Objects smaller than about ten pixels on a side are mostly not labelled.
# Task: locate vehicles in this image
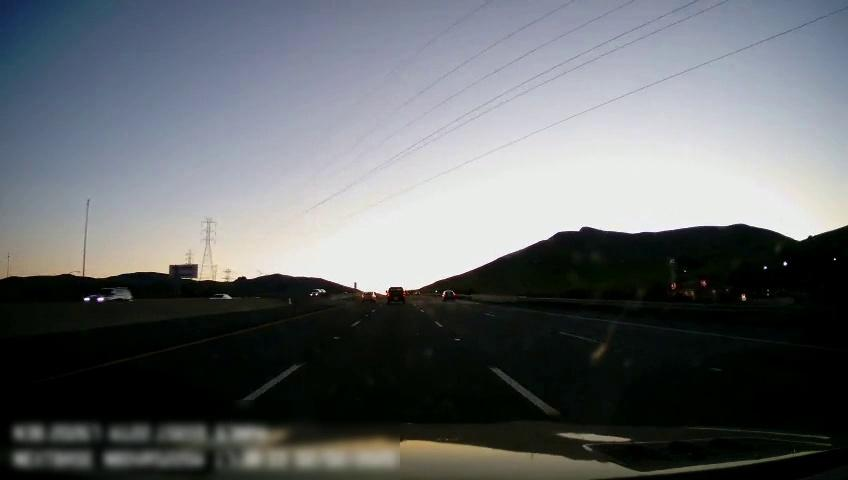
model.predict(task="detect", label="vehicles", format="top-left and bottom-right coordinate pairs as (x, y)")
top-left (441, 290), bottom-right (456, 301)
top-left (308, 289), bottom-right (327, 297)
top-left (361, 291), bottom-right (376, 303)
top-left (209, 294), bottom-right (232, 300)
top-left (81, 287), bottom-right (133, 304)
top-left (387, 286), bottom-right (406, 304)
